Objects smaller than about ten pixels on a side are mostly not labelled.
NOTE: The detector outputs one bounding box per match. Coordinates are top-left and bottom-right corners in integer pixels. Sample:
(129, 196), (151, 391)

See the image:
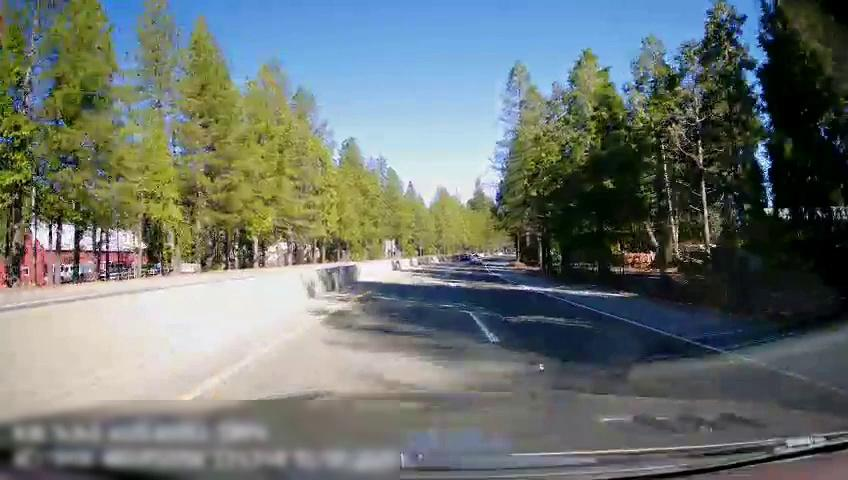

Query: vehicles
(469, 254), (482, 265)
(461, 251), (474, 262)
